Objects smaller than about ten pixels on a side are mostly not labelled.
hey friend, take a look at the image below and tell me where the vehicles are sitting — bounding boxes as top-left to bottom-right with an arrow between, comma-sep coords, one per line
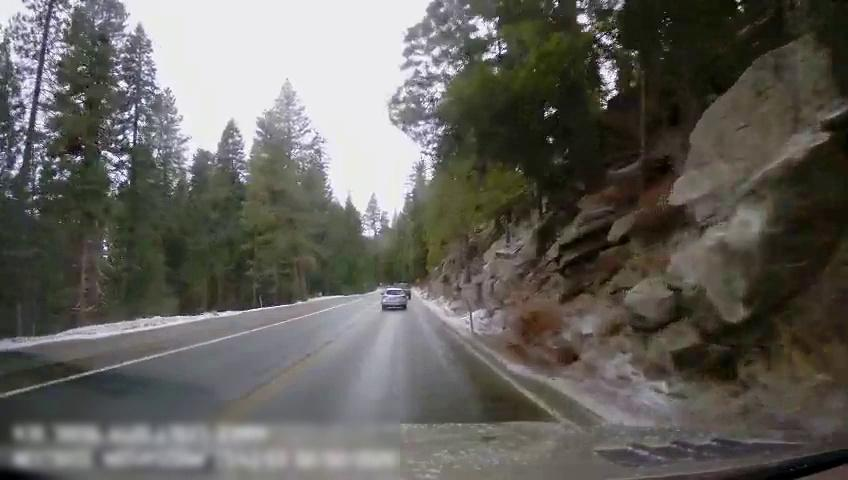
381,288 -> 406,311
392,284 -> 411,299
